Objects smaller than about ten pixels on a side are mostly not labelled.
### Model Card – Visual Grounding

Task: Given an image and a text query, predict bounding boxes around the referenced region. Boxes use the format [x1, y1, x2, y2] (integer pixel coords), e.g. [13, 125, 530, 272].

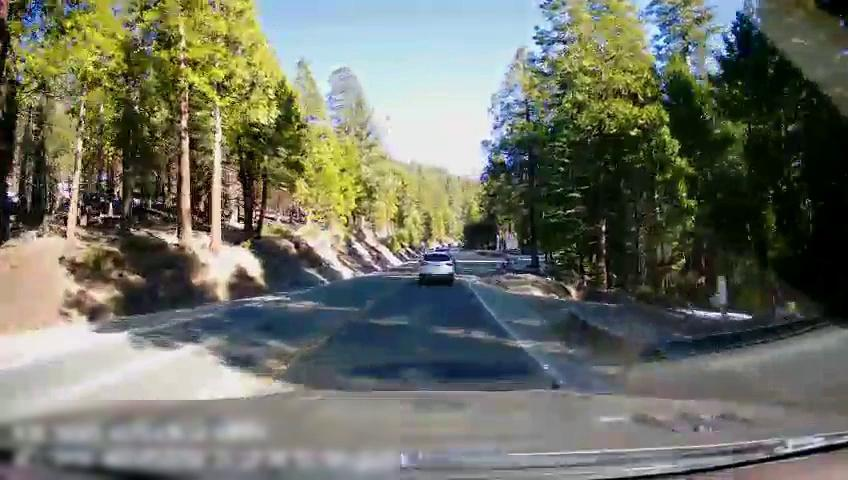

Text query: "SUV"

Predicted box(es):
[417, 252, 456, 287]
